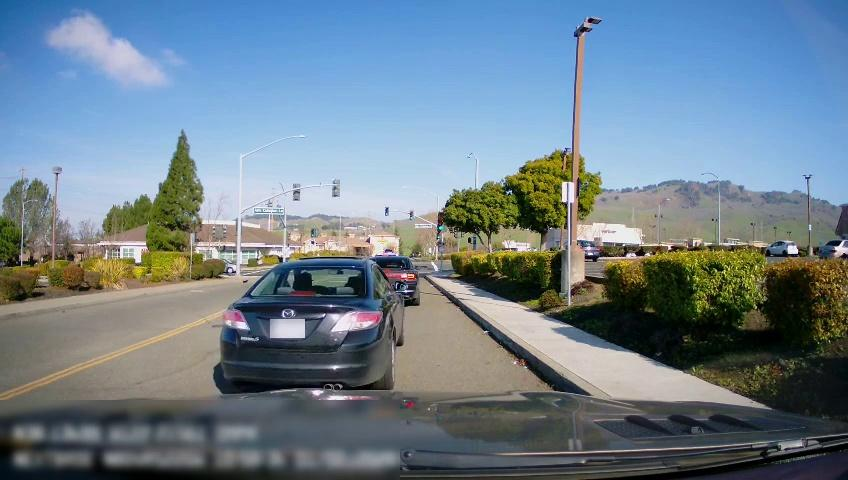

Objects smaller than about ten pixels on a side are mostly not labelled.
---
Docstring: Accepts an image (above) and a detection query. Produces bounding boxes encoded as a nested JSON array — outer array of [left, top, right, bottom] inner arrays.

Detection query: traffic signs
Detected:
[[253, 206, 286, 217], [561, 181, 575, 203], [414, 223, 433, 229], [189, 232, 195, 243]]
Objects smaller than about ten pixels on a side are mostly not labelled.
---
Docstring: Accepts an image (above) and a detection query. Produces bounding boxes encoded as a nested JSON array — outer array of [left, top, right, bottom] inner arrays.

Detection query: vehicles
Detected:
[[819, 239, 848, 260], [765, 239, 799, 258], [382, 248, 394, 257], [563, 239, 601, 262], [365, 255, 422, 306], [217, 255, 407, 394], [218, 258, 237, 274]]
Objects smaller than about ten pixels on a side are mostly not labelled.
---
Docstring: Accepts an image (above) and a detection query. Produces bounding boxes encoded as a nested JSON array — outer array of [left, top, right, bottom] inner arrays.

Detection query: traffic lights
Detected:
[[211, 224, 218, 240], [221, 224, 229, 240], [384, 206, 390, 217], [435, 212, 445, 233], [292, 183, 301, 201], [409, 209, 415, 220], [434, 230, 442, 241], [331, 179, 341, 198], [235, 217, 243, 233]]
